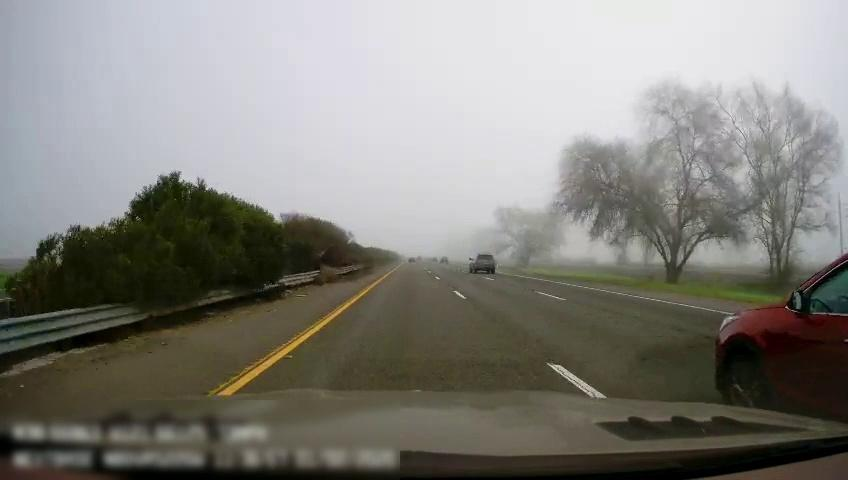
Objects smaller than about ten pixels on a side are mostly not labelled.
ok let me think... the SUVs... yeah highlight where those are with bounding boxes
[711,251,848,423]
[468,253,495,274]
